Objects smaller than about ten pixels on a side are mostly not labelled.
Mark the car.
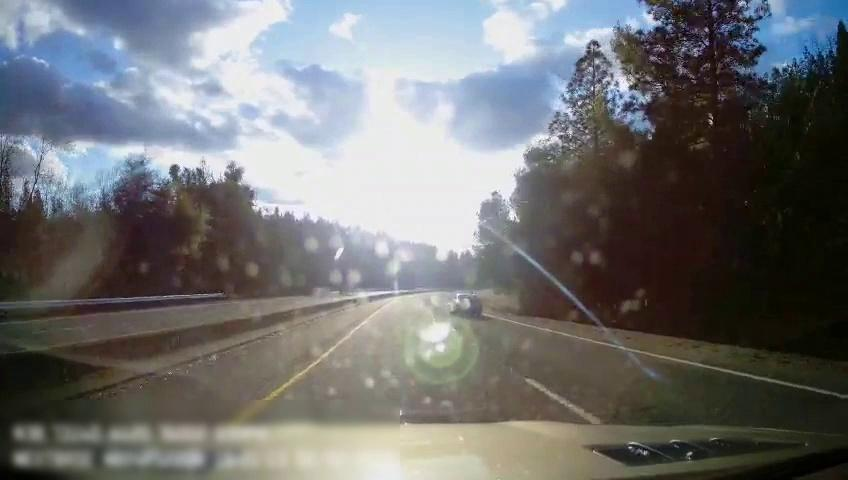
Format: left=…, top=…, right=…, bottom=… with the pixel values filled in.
left=449, top=291, right=483, bottom=317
